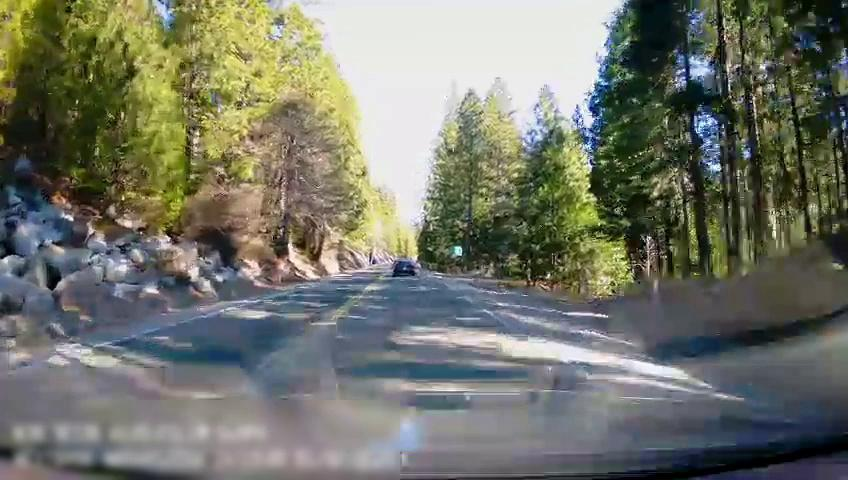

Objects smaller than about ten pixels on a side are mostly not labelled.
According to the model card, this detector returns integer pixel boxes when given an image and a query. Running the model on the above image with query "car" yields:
[393,259,417,278]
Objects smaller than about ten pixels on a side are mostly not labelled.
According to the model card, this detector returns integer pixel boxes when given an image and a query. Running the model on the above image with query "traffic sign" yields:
[448,245,462,256]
